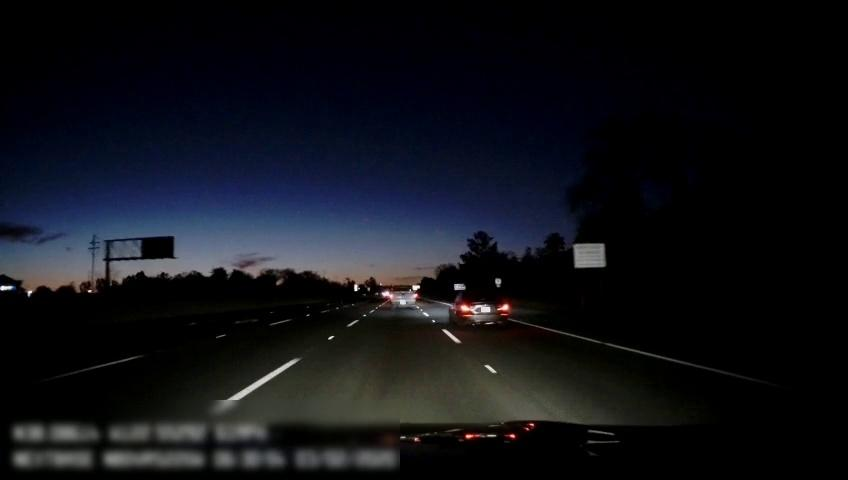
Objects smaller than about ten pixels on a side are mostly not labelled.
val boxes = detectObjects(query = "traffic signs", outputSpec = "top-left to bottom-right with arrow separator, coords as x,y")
454,283 -> 466,290
574,242 -> 608,269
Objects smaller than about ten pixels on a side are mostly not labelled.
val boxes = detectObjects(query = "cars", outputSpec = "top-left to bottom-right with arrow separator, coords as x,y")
448,286 -> 514,331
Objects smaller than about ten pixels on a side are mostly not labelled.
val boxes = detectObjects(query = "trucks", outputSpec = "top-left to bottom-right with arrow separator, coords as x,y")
389,282 -> 417,310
